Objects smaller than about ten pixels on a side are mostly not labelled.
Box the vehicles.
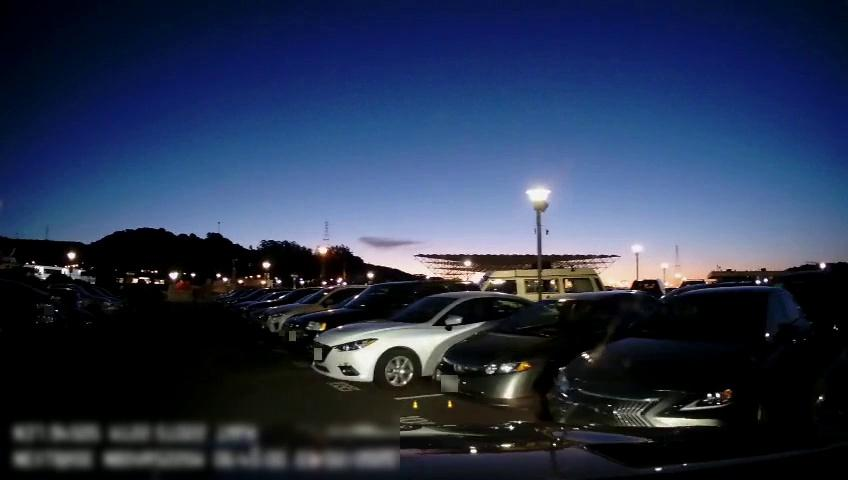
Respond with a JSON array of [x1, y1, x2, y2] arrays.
[[31, 286, 84, 316], [238, 285, 329, 324], [433, 290, 664, 411], [44, 281, 116, 318], [71, 283, 125, 315], [0, 277, 59, 329], [33, 288, 97, 328], [628, 278, 666, 300], [310, 290, 533, 393], [545, 285, 819, 428], [478, 267, 607, 302], [264, 285, 373, 339], [249, 306, 275, 331], [287, 277, 451, 353], [809, 338, 848, 425], [92, 284, 132, 312]]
